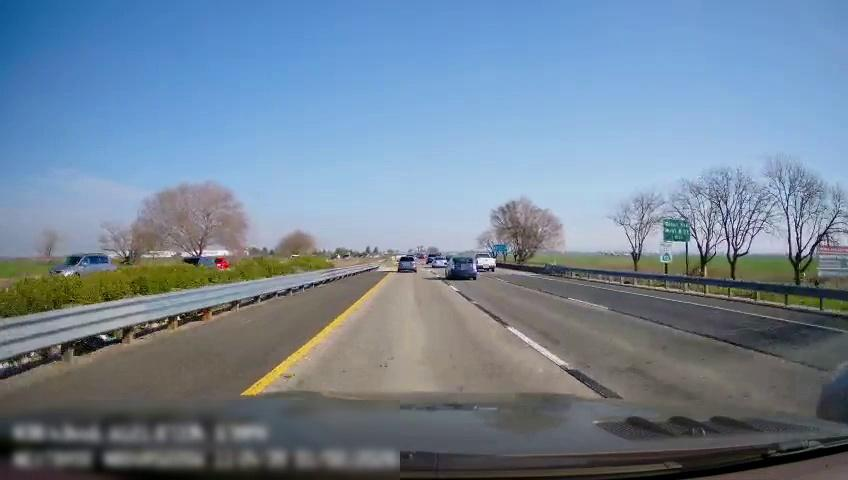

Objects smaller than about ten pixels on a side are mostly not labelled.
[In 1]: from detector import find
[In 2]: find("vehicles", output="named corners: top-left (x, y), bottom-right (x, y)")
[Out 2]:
top-left (444, 256), bottom-right (478, 281)
top-left (426, 254), bottom-right (437, 264)
top-left (397, 255), bottom-right (417, 273)
top-left (432, 255), bottom-right (447, 268)
top-left (814, 361), bottom-right (848, 424)
top-left (48, 254), bottom-right (117, 279)
top-left (476, 252), bottom-right (497, 273)
top-left (214, 257), bottom-right (233, 272)
top-left (182, 256), bottom-right (215, 269)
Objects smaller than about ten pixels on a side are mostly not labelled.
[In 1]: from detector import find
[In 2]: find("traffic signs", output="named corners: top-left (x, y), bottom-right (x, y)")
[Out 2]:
top-left (663, 218), bottom-right (690, 242)
top-left (493, 244), bottom-right (507, 252)
top-left (659, 241), bottom-right (672, 263)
